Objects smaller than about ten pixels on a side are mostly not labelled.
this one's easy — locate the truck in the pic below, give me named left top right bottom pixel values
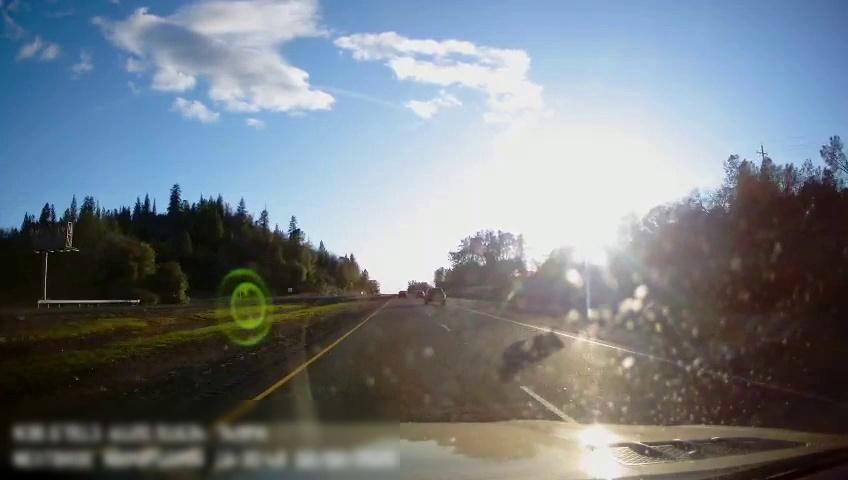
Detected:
left=424, top=288, right=446, bottom=305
